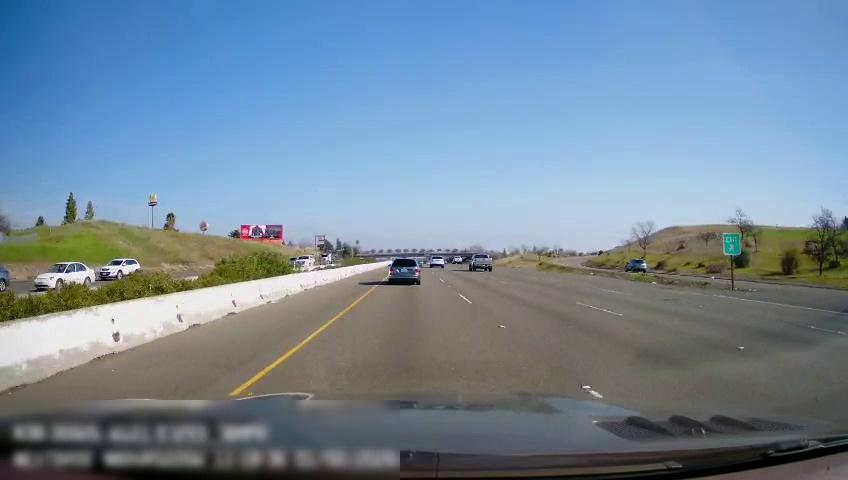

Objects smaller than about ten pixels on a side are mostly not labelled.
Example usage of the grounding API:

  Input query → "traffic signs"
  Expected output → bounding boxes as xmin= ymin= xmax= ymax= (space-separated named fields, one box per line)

xmin=723 ymin=233 xmax=742 ymax=257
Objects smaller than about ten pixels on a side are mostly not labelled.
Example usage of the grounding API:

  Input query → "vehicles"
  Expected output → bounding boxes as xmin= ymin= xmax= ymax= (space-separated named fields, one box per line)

xmin=468 ymin=252 xmax=493 ymax=272
xmin=387 ymin=258 xmax=423 ymax=286
xmin=320 ymin=253 xmax=336 ymax=265
xmin=293 ymin=255 xmax=316 ymax=268
xmin=429 ymin=255 xmax=445 ymax=269
xmin=624 ymin=258 xmax=647 ymax=273
xmin=452 ymin=256 xmax=463 ymax=265
xmin=97 ymin=258 xmax=140 ymax=281
xmin=33 ymin=261 xmax=96 ymax=292
xmin=0 ymin=270 xmax=10 ymax=292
